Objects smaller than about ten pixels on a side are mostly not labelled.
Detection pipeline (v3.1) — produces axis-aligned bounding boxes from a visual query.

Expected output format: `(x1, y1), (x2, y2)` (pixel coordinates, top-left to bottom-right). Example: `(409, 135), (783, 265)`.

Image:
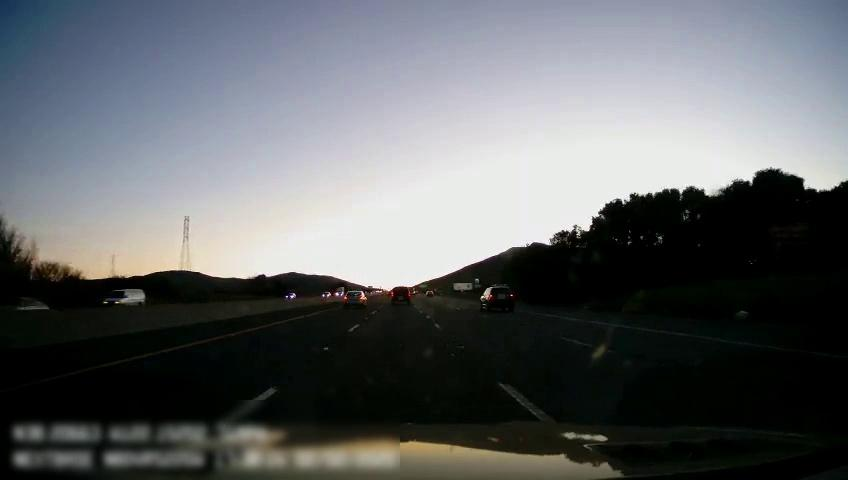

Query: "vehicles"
(335, 287), (344, 297)
(0, 297), (50, 311)
(284, 293), (297, 299)
(343, 290), (368, 309)
(321, 292), (331, 298)
(479, 286), (514, 312)
(391, 286), (411, 305)
(102, 289), (146, 306)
